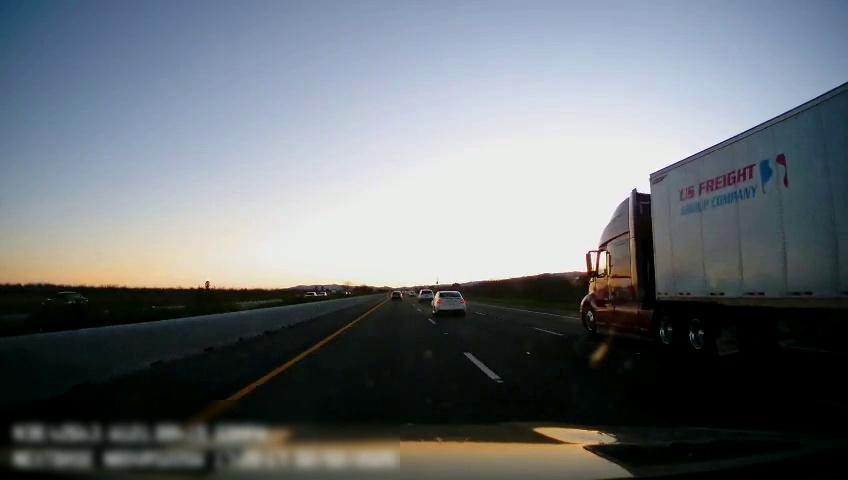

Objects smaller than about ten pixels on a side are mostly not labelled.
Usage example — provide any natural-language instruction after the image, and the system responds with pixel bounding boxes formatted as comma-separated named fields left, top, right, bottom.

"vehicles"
left=431, top=290, right=467, bottom=317
left=42, top=289, right=89, bottom=307
left=417, top=288, right=435, bottom=302
left=389, top=290, right=404, bottom=302
left=304, top=291, right=318, bottom=297
left=571, top=80, right=848, bottom=360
